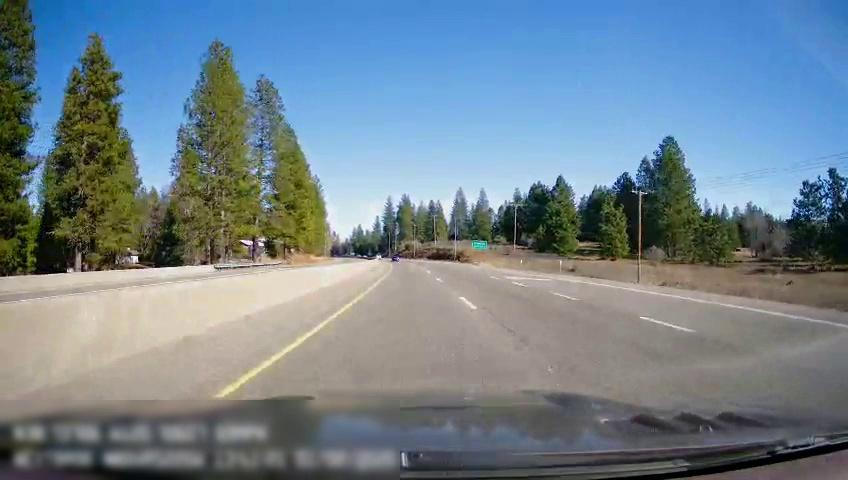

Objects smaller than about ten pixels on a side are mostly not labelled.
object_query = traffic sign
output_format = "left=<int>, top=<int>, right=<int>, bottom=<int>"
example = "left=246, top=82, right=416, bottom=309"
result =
left=471, top=239, right=489, bottom=250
